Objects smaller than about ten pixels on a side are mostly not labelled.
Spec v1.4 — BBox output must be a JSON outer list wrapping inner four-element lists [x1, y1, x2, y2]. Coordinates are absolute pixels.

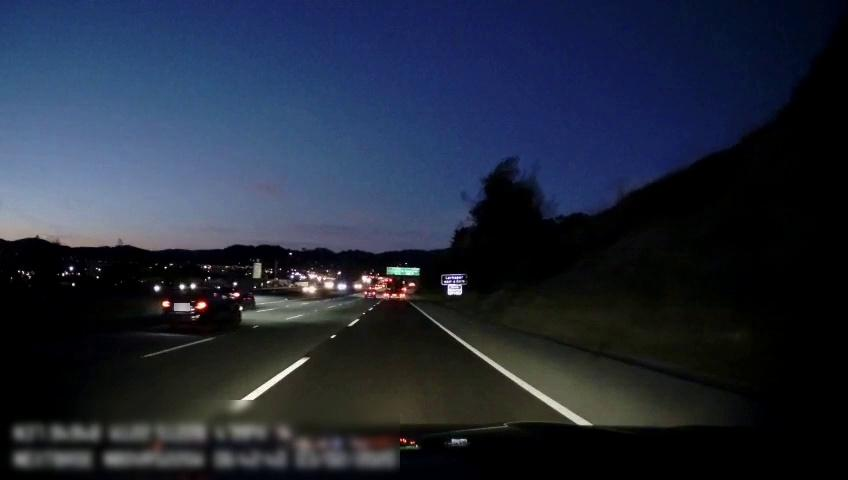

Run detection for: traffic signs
[[448, 284, 461, 295], [252, 262, 262, 278], [439, 273, 467, 285], [388, 266, 419, 276]]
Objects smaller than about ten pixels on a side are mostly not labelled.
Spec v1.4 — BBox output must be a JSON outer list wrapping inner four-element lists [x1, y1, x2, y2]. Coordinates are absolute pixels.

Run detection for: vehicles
[[220, 285, 256, 308], [161, 288, 244, 334], [384, 274, 410, 301], [364, 287, 377, 299]]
